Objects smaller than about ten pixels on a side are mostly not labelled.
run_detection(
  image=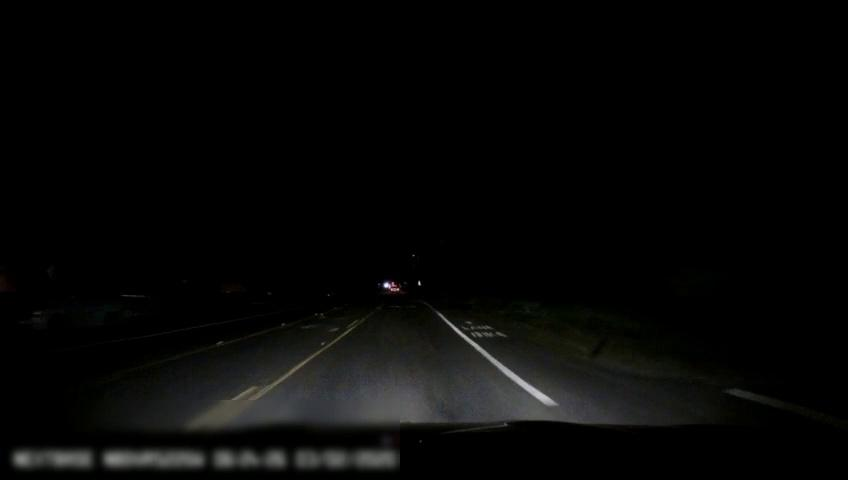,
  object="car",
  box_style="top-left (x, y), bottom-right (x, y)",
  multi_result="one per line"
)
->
top-left (30, 285), bottom-right (127, 333)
